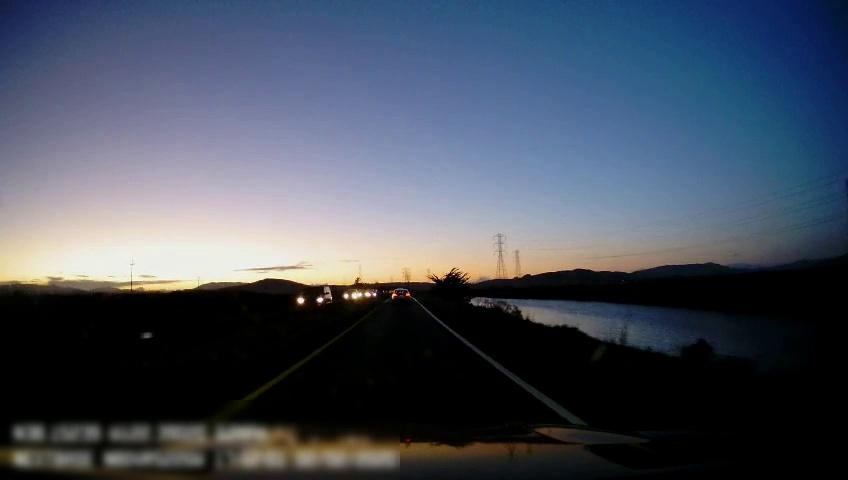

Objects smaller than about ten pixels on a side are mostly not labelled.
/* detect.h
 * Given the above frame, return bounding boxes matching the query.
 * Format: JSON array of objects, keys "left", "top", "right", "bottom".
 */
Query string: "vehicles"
[
  {"left": 296, "top": 286, "right": 333, "bottom": 309},
  {"left": 343, "top": 289, "right": 363, "bottom": 302},
  {"left": 361, "top": 289, "right": 372, "bottom": 300},
  {"left": 391, "top": 289, "right": 412, "bottom": 305}
]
